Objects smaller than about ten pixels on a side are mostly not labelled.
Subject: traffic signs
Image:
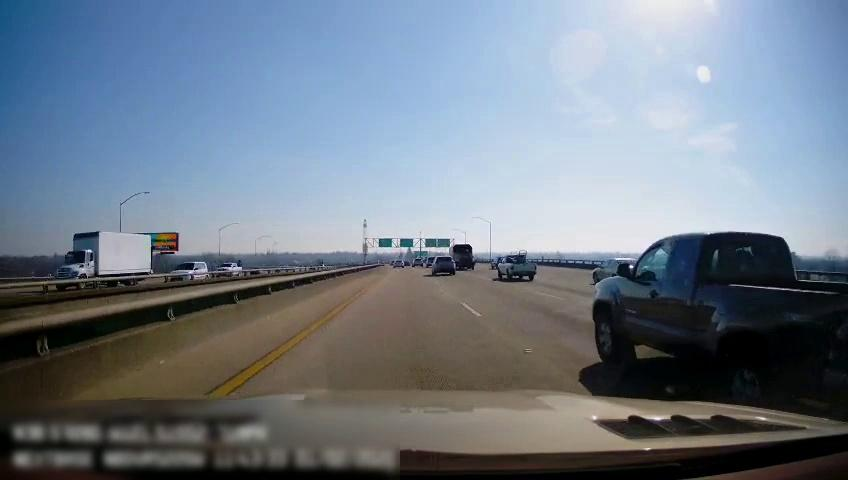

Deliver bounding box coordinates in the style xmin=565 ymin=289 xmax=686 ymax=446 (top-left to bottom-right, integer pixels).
xmin=424 ymin=238 xmax=437 ymax=248
xmin=378 ymin=238 xmax=393 ymax=248
xmin=437 ymin=238 xmax=451 ymax=248
xmin=399 ymin=238 xmax=414 ymax=248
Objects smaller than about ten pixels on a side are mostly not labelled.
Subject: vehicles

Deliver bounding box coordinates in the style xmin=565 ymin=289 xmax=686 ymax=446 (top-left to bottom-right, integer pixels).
xmin=215 ymin=262 xmax=243 ymax=278
xmin=429 ymin=255 xmax=455 ymax=277
xmin=250 ymin=266 xmax=261 ymax=274
xmin=425 ymin=256 xmax=435 ymax=268
xmin=448 ymin=244 xmax=477 ymax=271
xmin=496 ymin=249 xmax=537 ymax=281
xmin=54 ymin=230 xmax=153 ymax=292
xmin=490 ymin=255 xmax=504 ymax=270
xmin=411 ymin=258 xmax=424 ymax=268
xmin=592 ymin=257 xmax=641 ymax=285
xmin=590 ymin=230 xmax=848 ymax=409
xmin=169 ymin=261 xmax=210 ymax=282
xmin=393 ymin=259 xmax=405 ymax=269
